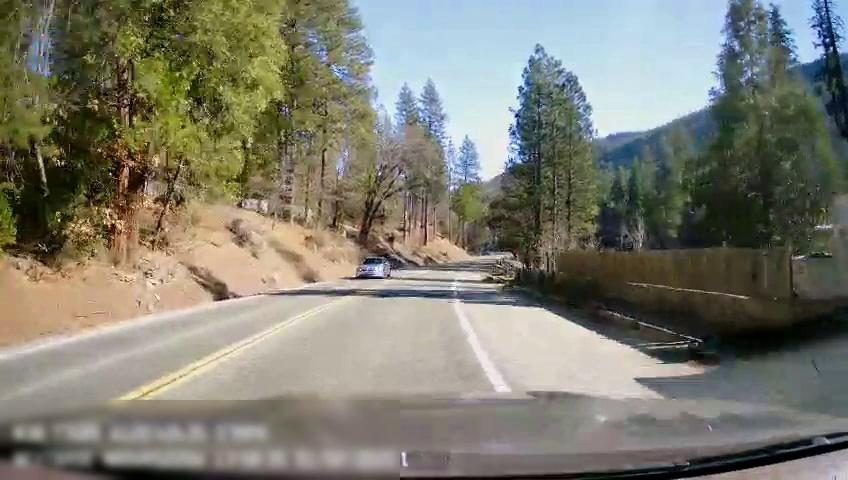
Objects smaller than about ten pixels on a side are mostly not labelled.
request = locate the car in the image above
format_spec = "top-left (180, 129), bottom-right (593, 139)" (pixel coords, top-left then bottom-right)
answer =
top-left (355, 257), bottom-right (392, 279)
